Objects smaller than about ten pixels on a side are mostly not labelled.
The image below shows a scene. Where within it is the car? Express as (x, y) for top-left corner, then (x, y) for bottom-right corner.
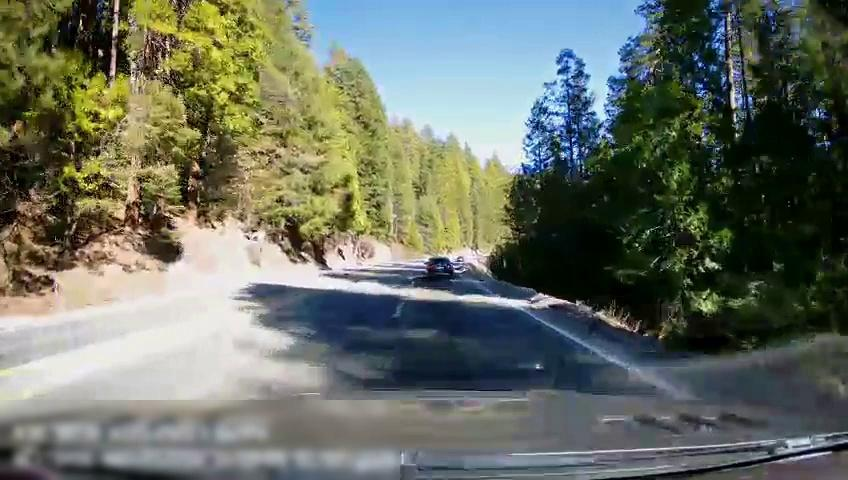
(426, 256), (453, 276)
